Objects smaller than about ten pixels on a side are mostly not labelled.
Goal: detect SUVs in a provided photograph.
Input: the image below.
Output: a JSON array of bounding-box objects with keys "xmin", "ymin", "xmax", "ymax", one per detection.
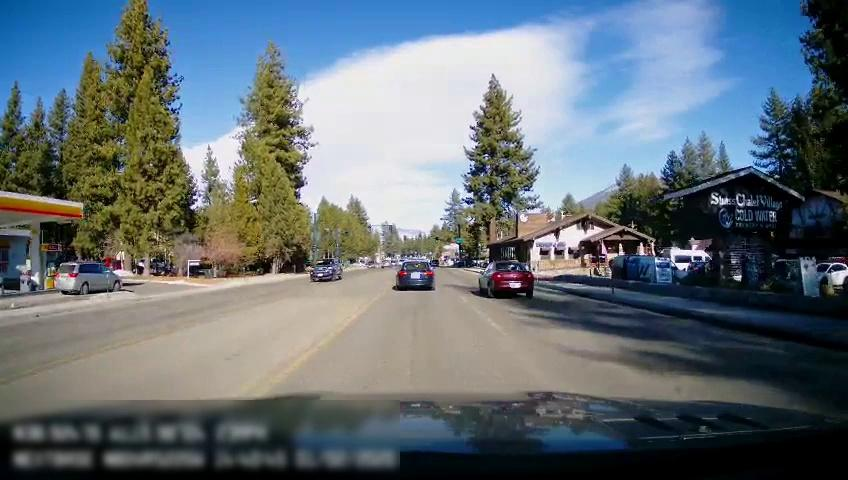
[{"xmin": 662, "ymin": 248, "xmax": 714, "ymax": 275}]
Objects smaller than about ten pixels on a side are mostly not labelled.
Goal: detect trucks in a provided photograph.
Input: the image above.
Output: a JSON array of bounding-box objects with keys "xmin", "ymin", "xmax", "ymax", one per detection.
[{"xmin": 311, "ymin": 260, "xmax": 342, "ymax": 282}]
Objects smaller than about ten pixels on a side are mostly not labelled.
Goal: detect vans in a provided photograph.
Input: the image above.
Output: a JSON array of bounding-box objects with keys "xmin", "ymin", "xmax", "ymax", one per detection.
[{"xmin": 55, "ymin": 262, "xmax": 122, "ymax": 297}]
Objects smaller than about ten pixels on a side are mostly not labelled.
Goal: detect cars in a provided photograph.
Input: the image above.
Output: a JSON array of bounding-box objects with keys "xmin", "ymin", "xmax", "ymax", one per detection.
[
  {"xmin": 397, "ymin": 259, "xmax": 435, "ymax": 291},
  {"xmin": 479, "ymin": 259, "xmax": 535, "ymax": 299},
  {"xmin": 811, "ymin": 261, "xmax": 848, "ymax": 284}
]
